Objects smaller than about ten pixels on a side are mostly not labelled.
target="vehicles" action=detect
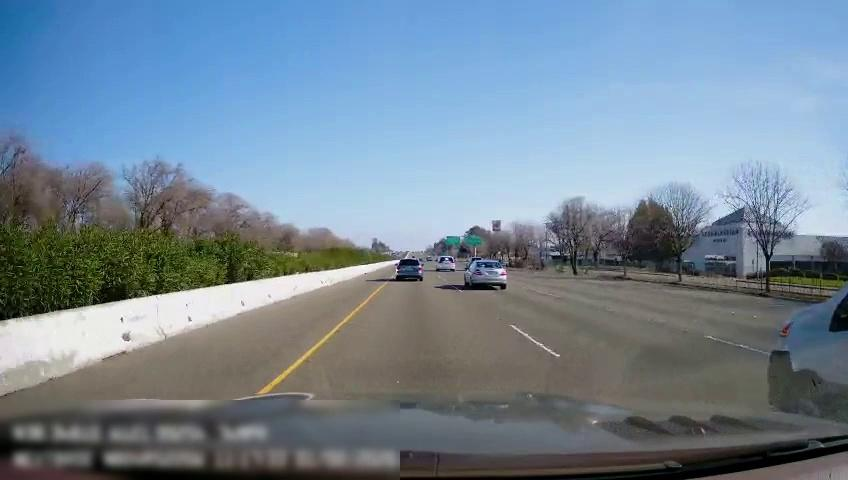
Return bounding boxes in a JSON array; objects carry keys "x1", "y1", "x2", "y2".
[
  {"x1": 435, "y1": 255, "x2": 456, "y2": 272},
  {"x1": 394, "y1": 259, "x2": 425, "y2": 281},
  {"x1": 761, "y1": 287, "x2": 848, "y2": 426},
  {"x1": 464, "y1": 256, "x2": 481, "y2": 270},
  {"x1": 464, "y1": 260, "x2": 508, "y2": 290}
]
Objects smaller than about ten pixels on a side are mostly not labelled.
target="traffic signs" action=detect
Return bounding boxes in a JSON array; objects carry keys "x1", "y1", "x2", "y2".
[
  {"x1": 443, "y1": 236, "x2": 462, "y2": 247},
  {"x1": 463, "y1": 234, "x2": 483, "y2": 246}
]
